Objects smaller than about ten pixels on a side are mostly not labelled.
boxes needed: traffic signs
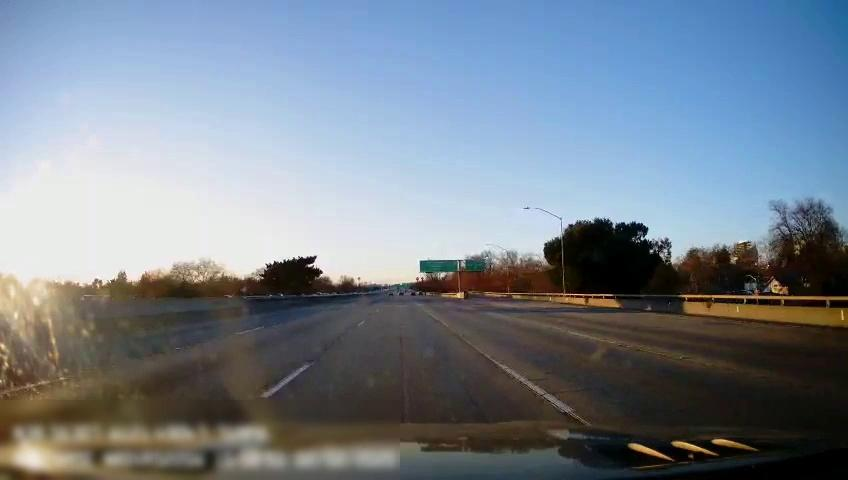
[419,260,460,273]
[465,259,485,271]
